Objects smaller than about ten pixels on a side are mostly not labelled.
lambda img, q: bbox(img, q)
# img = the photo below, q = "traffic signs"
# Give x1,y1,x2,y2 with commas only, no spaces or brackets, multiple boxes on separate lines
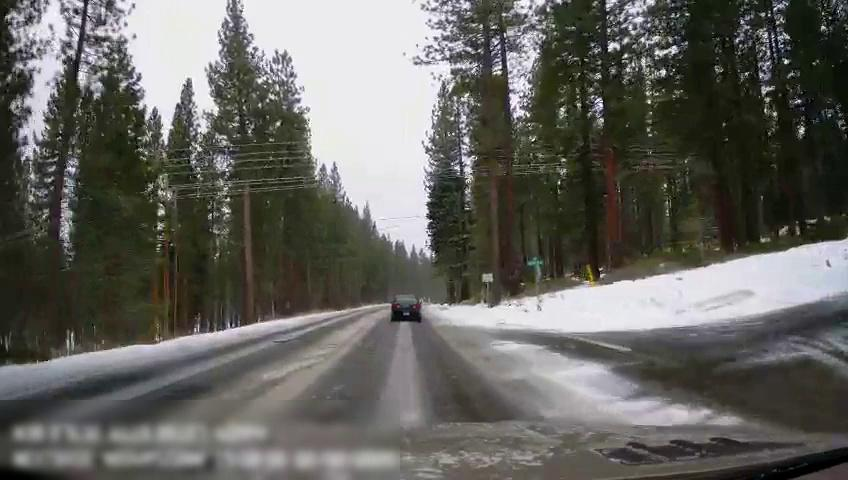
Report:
482,273,493,283
527,260,543,266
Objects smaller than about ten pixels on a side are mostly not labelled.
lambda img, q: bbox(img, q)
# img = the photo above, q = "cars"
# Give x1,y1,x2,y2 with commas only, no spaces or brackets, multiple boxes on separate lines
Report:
390,294,422,322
